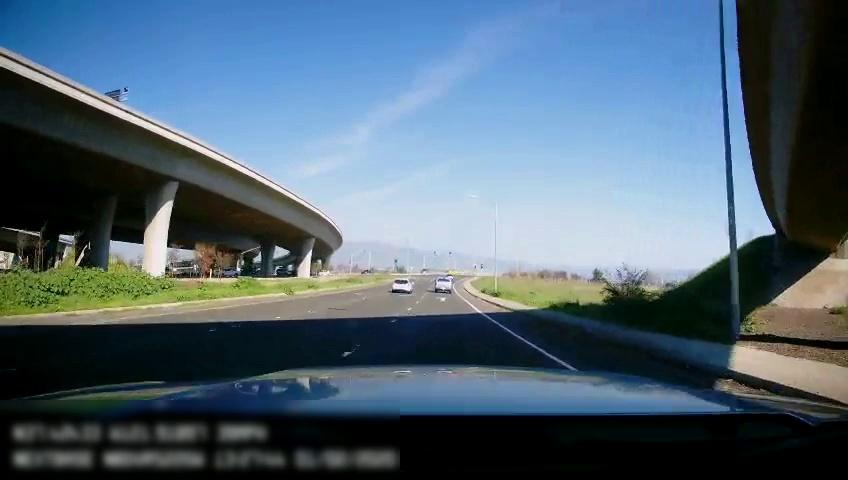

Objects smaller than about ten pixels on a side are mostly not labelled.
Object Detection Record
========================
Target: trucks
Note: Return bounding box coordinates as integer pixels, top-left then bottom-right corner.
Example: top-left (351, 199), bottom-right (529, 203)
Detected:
top-left (433, 276), bottom-right (452, 294)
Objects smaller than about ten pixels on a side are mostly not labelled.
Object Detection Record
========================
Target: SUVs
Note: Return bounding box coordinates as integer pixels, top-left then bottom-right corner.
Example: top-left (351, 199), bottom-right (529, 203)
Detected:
top-left (219, 268), bottom-right (239, 278)
top-left (392, 277), bottom-right (416, 294)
